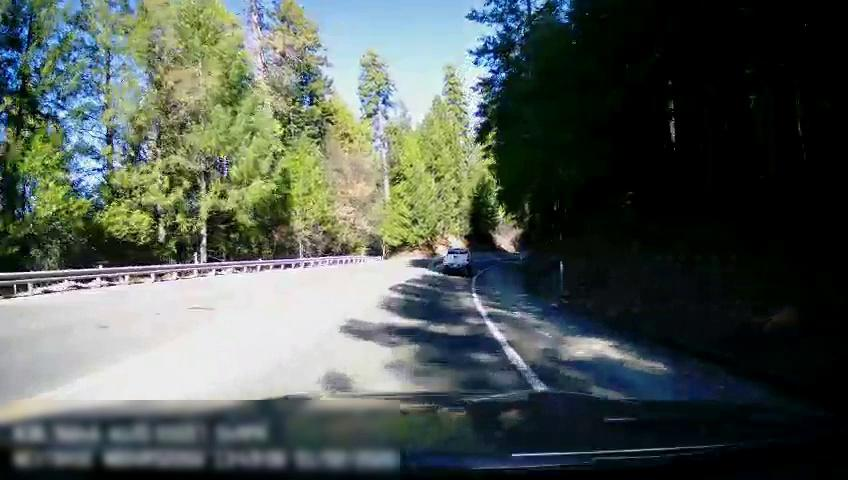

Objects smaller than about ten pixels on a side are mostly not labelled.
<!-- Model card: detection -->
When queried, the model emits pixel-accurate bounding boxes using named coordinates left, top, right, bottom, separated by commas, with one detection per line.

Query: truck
left=441, top=246, right=472, bottom=273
